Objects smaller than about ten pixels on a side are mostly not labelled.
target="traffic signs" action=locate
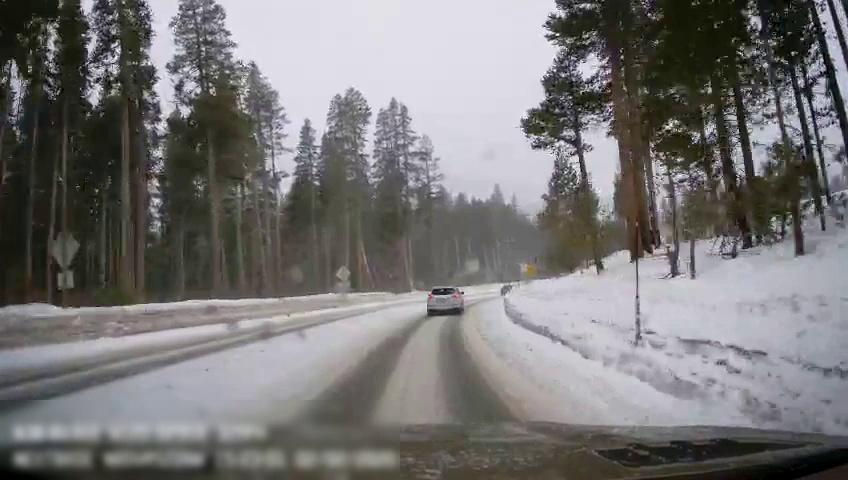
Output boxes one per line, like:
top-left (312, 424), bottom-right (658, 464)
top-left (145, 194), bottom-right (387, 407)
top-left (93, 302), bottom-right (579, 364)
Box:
top-left (334, 264), bottom-right (353, 282)
top-left (49, 231), bottom-right (80, 271)
top-left (56, 271), bottom-right (74, 289)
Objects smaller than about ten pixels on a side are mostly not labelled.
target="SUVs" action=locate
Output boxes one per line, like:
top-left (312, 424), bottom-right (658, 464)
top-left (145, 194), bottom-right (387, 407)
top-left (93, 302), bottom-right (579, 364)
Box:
top-left (427, 285), bottom-right (465, 316)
